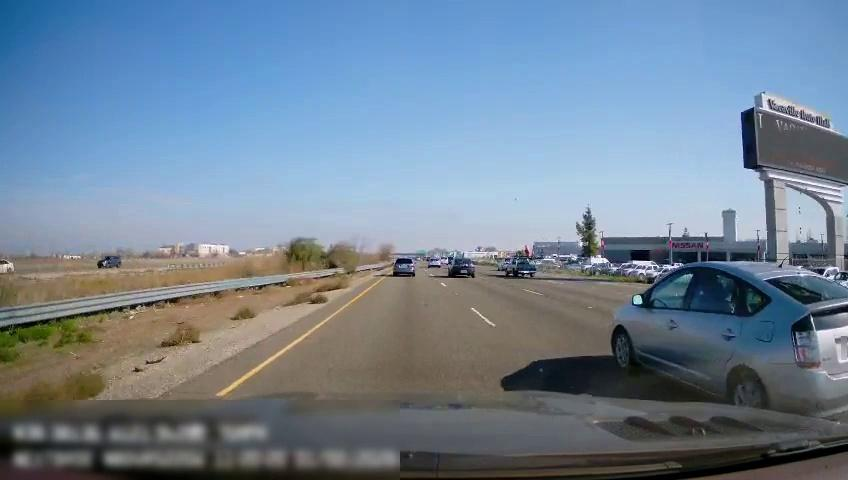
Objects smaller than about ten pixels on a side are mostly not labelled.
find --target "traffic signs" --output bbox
[415,249,426,256]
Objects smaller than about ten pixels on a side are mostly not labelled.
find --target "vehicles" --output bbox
[606,261,848,425]
[0,258,15,275]
[96,255,123,269]
[497,257,512,272]
[427,257,441,268]
[439,256,449,266]
[446,257,476,279]
[504,256,537,278]
[392,257,416,277]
